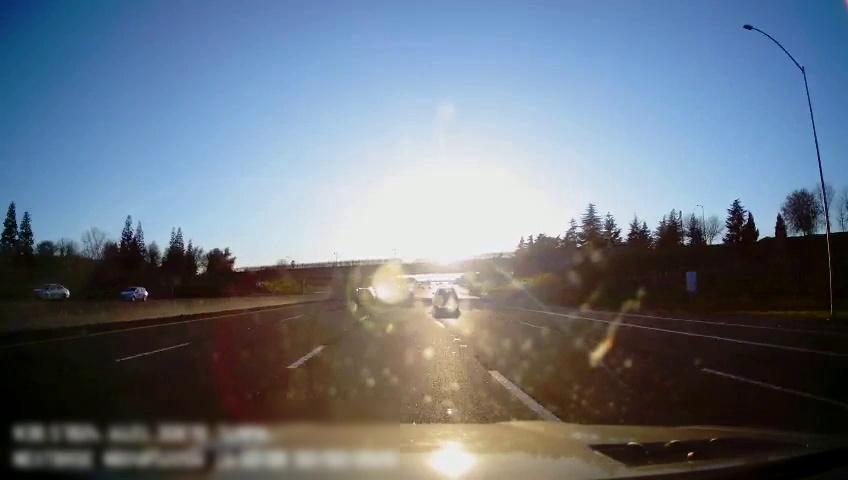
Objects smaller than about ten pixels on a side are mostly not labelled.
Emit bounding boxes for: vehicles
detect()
[353,286,378,304]
[32,283,70,302]
[119,286,149,302]
[431,287,459,312]
[402,285,414,301]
